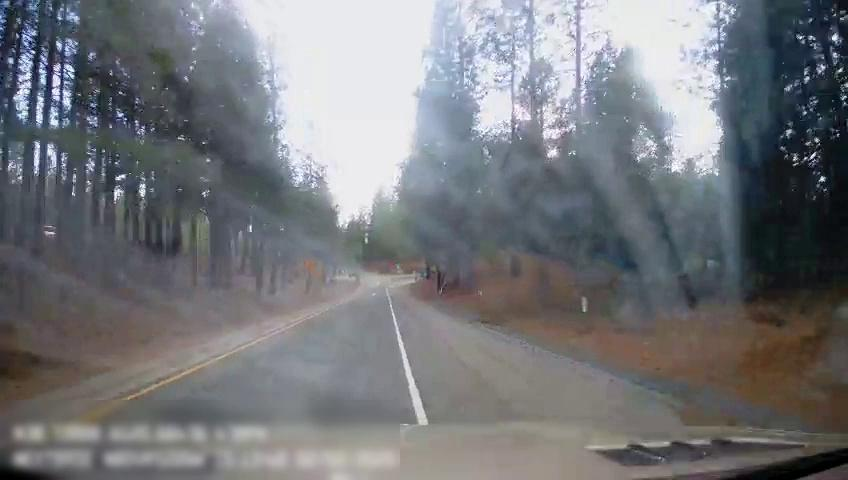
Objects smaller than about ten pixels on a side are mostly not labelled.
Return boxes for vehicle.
[43,225,56,239]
